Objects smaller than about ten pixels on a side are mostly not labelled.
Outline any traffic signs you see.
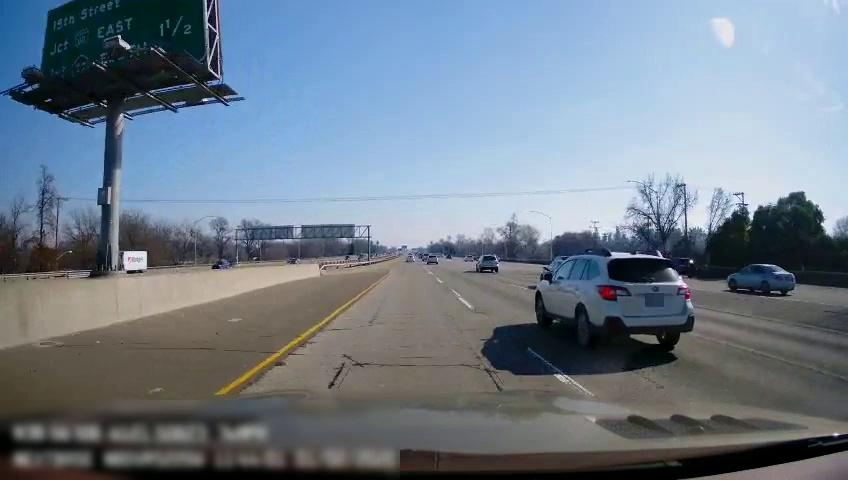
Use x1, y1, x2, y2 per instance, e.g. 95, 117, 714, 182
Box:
274, 224, 296, 239
244, 225, 273, 240
38, 0, 223, 87
301, 222, 355, 240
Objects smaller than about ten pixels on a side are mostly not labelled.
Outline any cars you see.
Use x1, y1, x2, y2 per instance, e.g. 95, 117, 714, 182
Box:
539, 255, 570, 282
726, 263, 797, 297
211, 259, 230, 270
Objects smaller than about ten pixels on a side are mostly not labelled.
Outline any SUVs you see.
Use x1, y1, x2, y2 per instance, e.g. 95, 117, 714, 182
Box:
426, 255, 438, 265
534, 248, 695, 349
667, 257, 696, 279
475, 254, 499, 274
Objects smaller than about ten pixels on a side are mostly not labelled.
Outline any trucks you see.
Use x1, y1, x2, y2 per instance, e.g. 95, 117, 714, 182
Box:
118, 250, 148, 275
